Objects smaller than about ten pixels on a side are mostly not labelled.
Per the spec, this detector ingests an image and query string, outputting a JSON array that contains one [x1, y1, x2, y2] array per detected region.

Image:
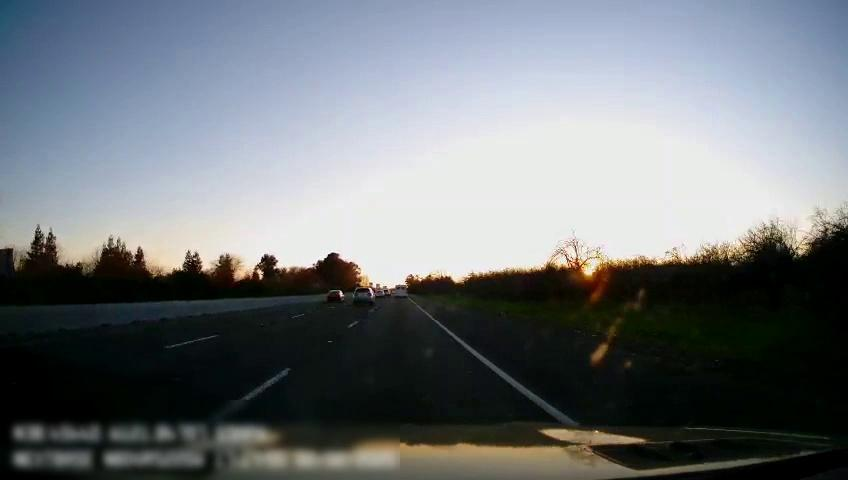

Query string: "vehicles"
[[393, 284, 408, 299], [375, 289, 385, 298], [327, 289, 345, 304], [352, 286, 375, 307]]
